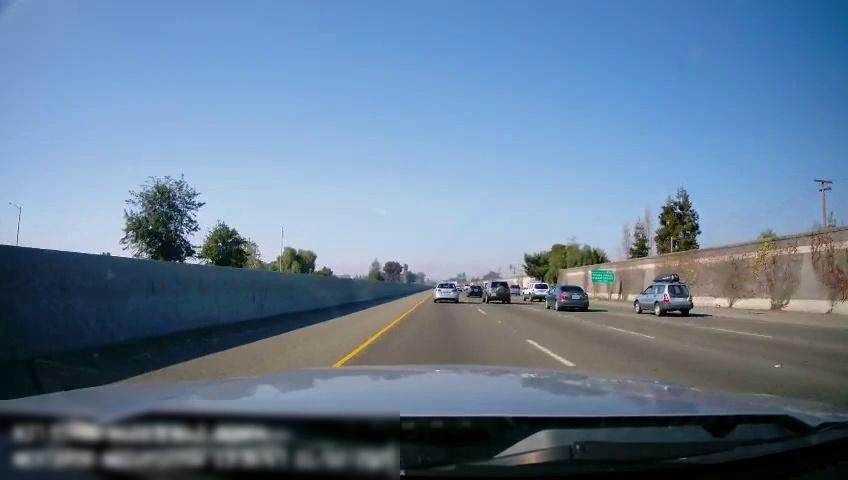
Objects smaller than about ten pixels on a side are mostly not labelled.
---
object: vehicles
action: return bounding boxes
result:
[545,285,590,311]
[466,285,483,297]
[522,283,551,302]
[632,272,694,317]
[481,281,511,304]
[433,282,460,303]
[508,284,521,295]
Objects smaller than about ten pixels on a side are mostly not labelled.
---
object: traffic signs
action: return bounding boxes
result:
[591,269,616,285]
